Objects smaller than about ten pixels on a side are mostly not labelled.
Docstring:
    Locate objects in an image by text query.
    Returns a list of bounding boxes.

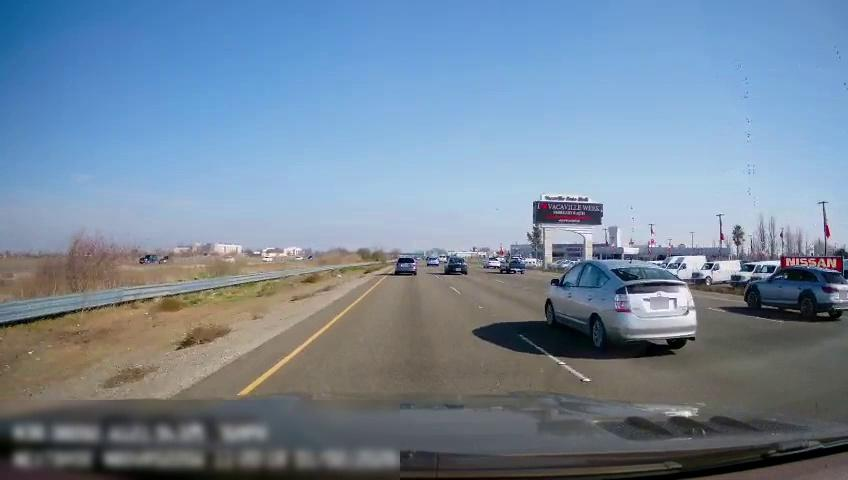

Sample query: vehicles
[425,256,439,267]
[139,254,162,265]
[394,257,417,276]
[743,266,848,321]
[543,259,698,352]
[499,257,526,275]
[261,255,273,263]
[444,257,468,276]
[482,256,501,269]
[222,255,237,265]
[157,255,177,265]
